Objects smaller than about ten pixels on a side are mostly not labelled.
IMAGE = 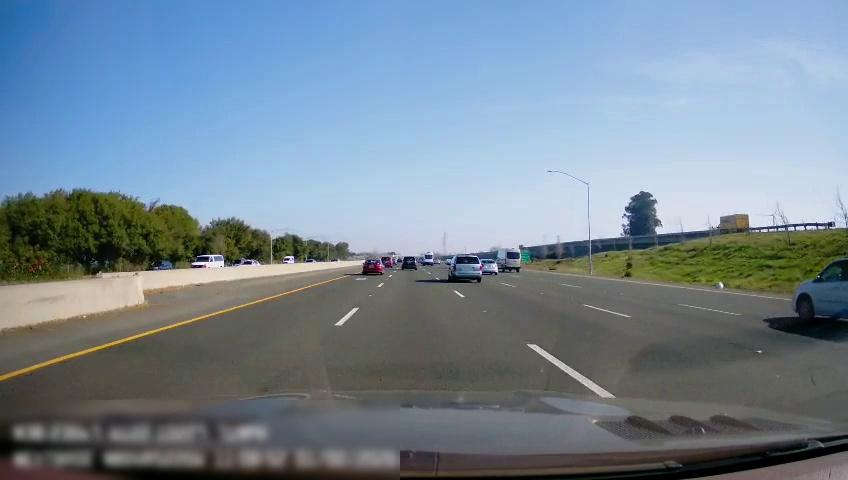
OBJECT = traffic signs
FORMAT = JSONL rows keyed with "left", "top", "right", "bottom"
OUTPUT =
{"left": 520, "top": 250, "right": 530, "bottom": 264}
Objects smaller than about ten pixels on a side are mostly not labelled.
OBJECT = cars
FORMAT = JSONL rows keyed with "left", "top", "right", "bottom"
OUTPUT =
{"left": 229, "top": 257, "right": 251, "bottom": 267}
{"left": 361, "top": 259, "right": 385, "bottom": 275}
{"left": 144, "top": 259, "right": 174, "bottom": 272}
{"left": 304, "top": 257, "right": 319, "bottom": 263}
{"left": 480, "top": 258, "right": 499, "bottom": 276}
{"left": 242, "top": 259, "right": 262, "bottom": 266}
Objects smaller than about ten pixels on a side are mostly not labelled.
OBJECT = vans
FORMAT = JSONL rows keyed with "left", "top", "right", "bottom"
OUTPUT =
{"left": 282, "top": 255, "right": 295, "bottom": 266}
{"left": 495, "top": 247, "right": 522, "bottom": 273}
{"left": 445, "top": 253, "right": 483, "bottom": 283}
{"left": 792, "top": 257, "right": 848, "bottom": 325}
{"left": 422, "top": 252, "right": 434, "bottom": 267}
{"left": 191, "top": 254, "right": 225, "bottom": 269}
{"left": 381, "top": 256, "right": 394, "bottom": 269}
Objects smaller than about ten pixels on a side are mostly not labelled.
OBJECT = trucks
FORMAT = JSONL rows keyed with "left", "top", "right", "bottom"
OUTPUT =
{"left": 716, "top": 213, "right": 750, "bottom": 235}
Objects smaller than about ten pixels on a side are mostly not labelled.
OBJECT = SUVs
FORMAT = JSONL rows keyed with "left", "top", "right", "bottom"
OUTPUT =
{"left": 401, "top": 256, "right": 418, "bottom": 271}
